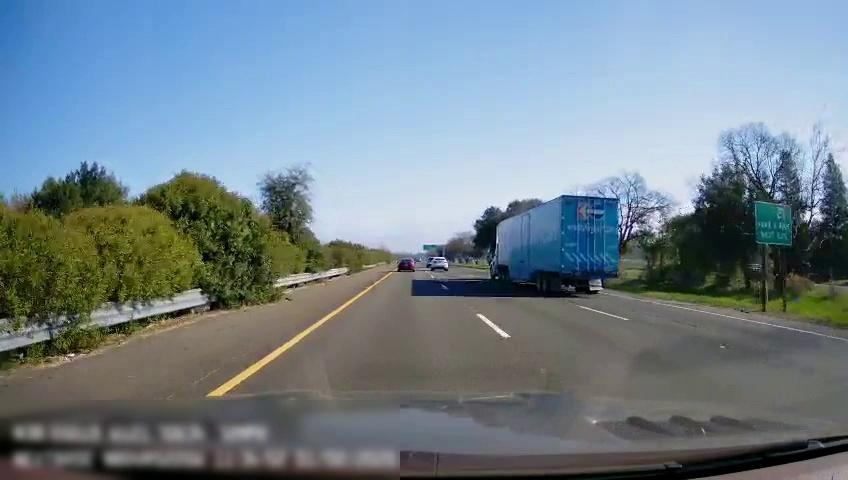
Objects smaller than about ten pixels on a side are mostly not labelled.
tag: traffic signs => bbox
[754,200,794,246]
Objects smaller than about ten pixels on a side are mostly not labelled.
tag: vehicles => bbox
[431,257,448,271]
[426,257,434,269]
[395,256,415,273]
[487,194,620,297]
